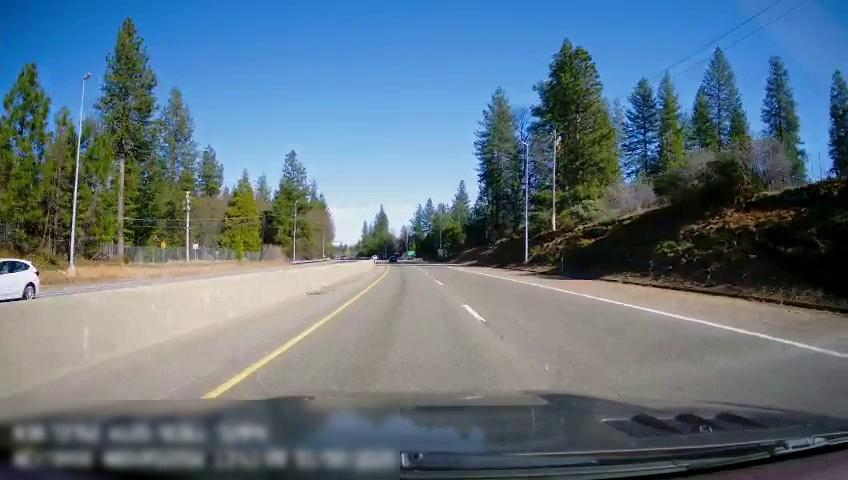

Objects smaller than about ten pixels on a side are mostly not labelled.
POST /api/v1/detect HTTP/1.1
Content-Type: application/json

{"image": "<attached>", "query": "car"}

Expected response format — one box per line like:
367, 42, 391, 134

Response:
0, 257, 41, 302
